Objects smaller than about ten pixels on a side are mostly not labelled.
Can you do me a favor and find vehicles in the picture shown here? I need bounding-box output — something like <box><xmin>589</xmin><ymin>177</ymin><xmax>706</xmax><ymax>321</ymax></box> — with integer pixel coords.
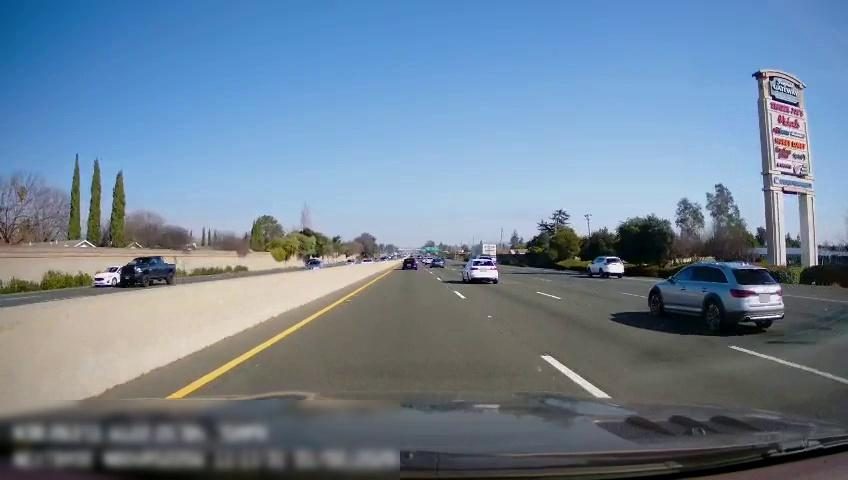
<box><xmin>118</xmin><ymin>256</ymin><xmax>178</xmax><ymax>289</ymax></box>
<box><xmin>588</xmin><ymin>256</ymin><xmax>624</xmax><ymax>279</ymax></box>
<box><xmin>429</xmin><ymin>258</ymin><xmax>444</xmax><ymax>269</ymax></box>
<box><xmin>479</xmin><ymin>256</ymin><xmax>496</xmax><ymax>264</ymax></box>
<box><xmin>306</xmin><ymin>258</ymin><xmax>322</xmax><ymax>271</ymax></box>
<box><xmin>93</xmin><ymin>266</ymin><xmax>121</xmax><ymax>288</ymax></box>
<box><xmin>400</xmin><ymin>257</ymin><xmax>418</xmax><ymax>271</ymax></box>
<box><xmin>360</xmin><ymin>258</ymin><xmax>376</xmax><ymax>264</ymax></box>
<box><xmin>472</xmin><ymin>244</ymin><xmax>497</xmax><ymax>265</ymax></box>
<box><xmin>648</xmin><ymin>263</ymin><xmax>785</xmax><ymax>332</ymax></box>
<box><xmin>460</xmin><ymin>259</ymin><xmax>499</xmax><ymax>285</ymax></box>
